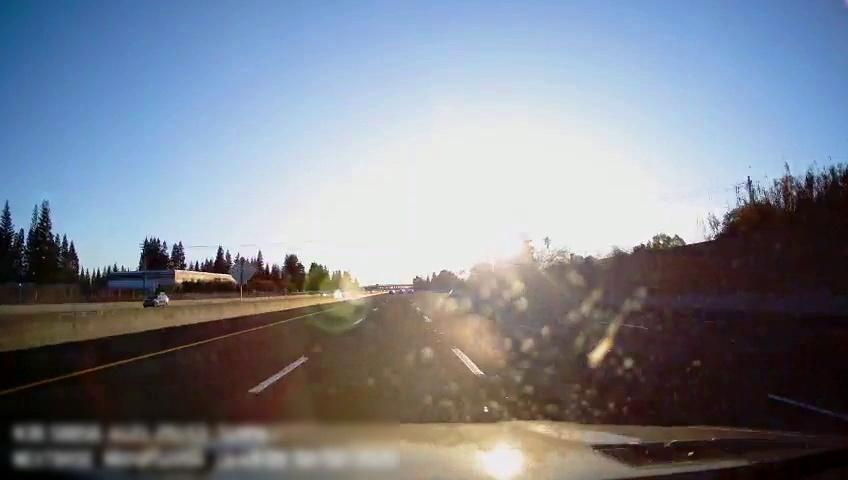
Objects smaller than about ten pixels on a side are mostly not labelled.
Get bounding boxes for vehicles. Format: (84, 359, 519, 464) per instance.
(142, 293, 169, 308)
(449, 290, 462, 300)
